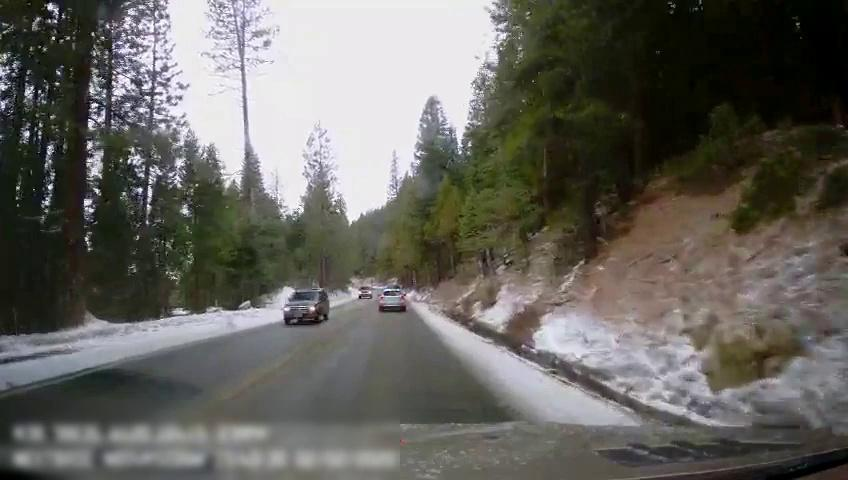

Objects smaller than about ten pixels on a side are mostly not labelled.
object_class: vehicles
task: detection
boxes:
[283,289,330,324]
[386,285,402,289]
[379,288,407,312]
[358,286,373,299]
